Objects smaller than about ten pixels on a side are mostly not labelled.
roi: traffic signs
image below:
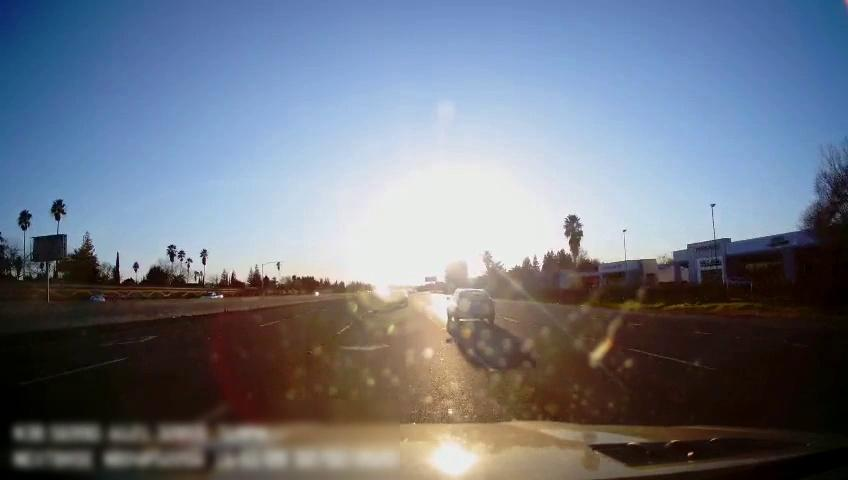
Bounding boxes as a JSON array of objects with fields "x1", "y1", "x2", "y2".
[{"x1": 425, "y1": 276, "x2": 437, "y2": 282}]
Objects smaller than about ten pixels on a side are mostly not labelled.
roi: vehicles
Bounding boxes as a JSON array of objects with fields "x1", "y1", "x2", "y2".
[
  {"x1": 446, "y1": 288, "x2": 496, "y2": 326},
  {"x1": 384, "y1": 290, "x2": 409, "y2": 307},
  {"x1": 79, "y1": 294, "x2": 106, "y2": 302},
  {"x1": 199, "y1": 291, "x2": 224, "y2": 300}
]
